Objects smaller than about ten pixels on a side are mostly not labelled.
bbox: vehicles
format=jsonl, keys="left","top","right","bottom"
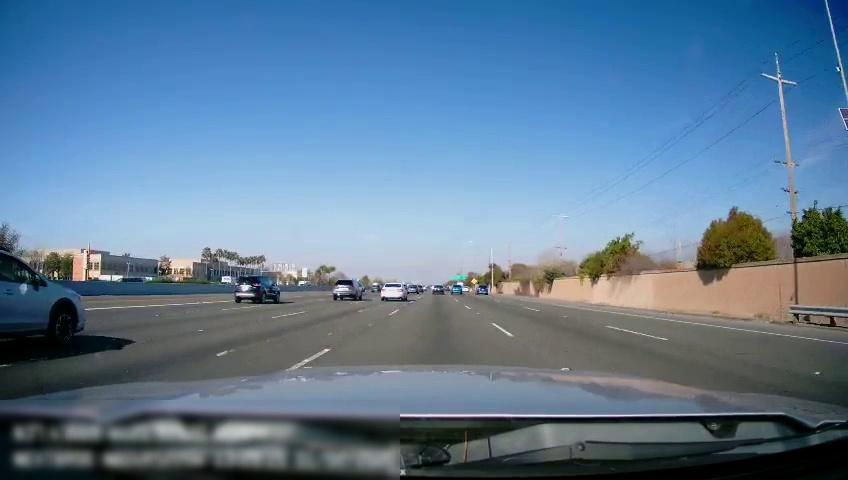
{"left": 0, "top": 244, "right": 86, "bottom": 352}
{"left": 380, "top": 282, "right": 409, "bottom": 302}
{"left": 233, "top": 274, "right": 281, "bottom": 305}
{"left": 406, "top": 284, "right": 420, "bottom": 295}
{"left": 332, "top": 279, "right": 362, "bottom": 302}
{"left": 114, "top": 277, "right": 145, "bottom": 283}
{"left": 475, "top": 285, "right": 489, "bottom": 296}
{"left": 450, "top": 284, "right": 463, "bottom": 295}
{"left": 371, "top": 285, "right": 382, "bottom": 294}
{"left": 432, "top": 285, "right": 445, "bottom": 296}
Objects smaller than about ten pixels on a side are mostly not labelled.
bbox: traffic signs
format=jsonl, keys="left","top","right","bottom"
{"left": 451, "top": 274, "right": 468, "bottom": 281}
